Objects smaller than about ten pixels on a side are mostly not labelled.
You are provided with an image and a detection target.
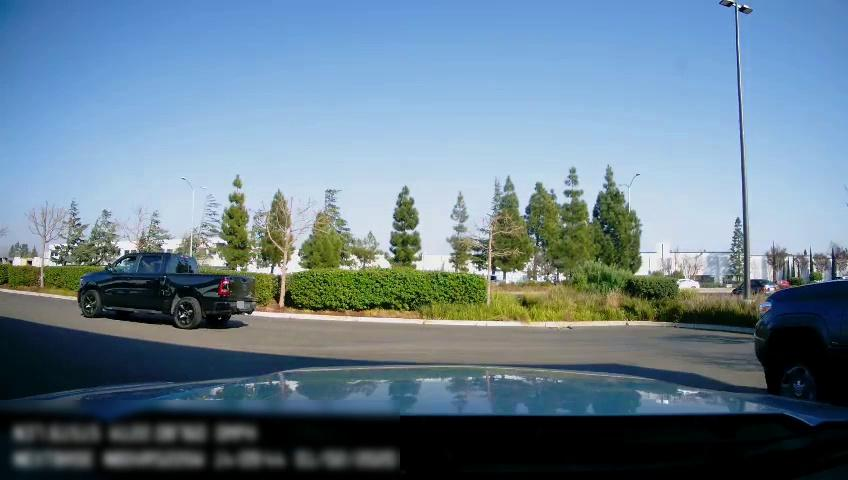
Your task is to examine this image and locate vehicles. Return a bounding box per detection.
[733,280,781,297]
[677,278,700,289]
[75,252,257,330]
[752,277,848,405]
[770,280,791,290]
